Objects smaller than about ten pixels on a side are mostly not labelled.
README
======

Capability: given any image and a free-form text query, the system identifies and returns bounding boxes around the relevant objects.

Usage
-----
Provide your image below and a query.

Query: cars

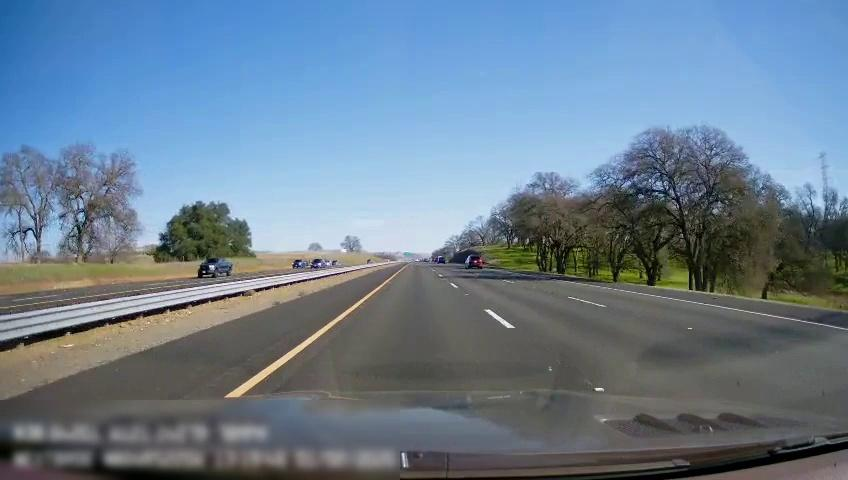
[464,255,482,270]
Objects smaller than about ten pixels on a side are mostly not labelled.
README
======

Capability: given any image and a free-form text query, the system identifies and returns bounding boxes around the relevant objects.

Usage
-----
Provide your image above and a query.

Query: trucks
[292,259,307,269]
[197,257,233,279]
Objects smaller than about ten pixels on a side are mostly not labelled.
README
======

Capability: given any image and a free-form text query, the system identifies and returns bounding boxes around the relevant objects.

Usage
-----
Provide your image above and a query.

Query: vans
[310,259,325,269]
